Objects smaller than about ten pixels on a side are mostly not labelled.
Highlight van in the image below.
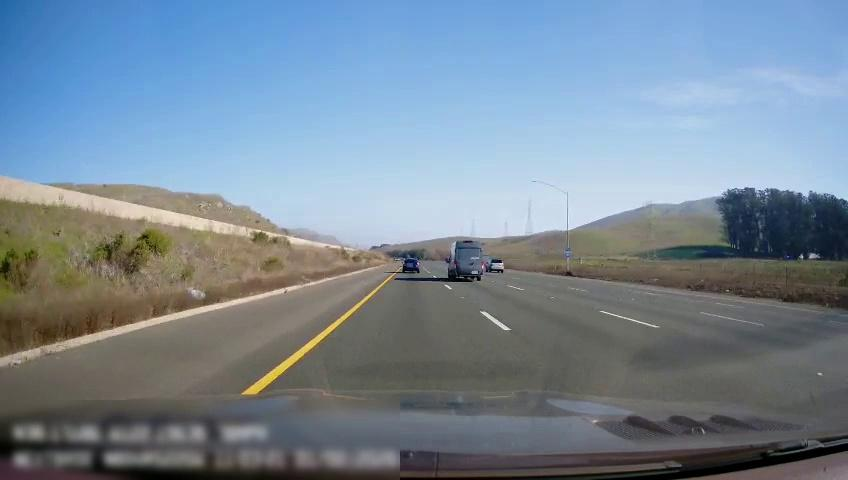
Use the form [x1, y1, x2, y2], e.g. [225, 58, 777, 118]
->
[444, 239, 486, 282]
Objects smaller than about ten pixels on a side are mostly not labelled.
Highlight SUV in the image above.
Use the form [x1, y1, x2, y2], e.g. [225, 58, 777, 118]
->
[485, 258, 505, 273]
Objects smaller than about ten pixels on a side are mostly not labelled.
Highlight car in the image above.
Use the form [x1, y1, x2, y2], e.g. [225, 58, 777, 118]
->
[402, 258, 421, 273]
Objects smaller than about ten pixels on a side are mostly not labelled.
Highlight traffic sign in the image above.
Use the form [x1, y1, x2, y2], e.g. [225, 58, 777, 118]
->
[564, 247, 572, 258]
